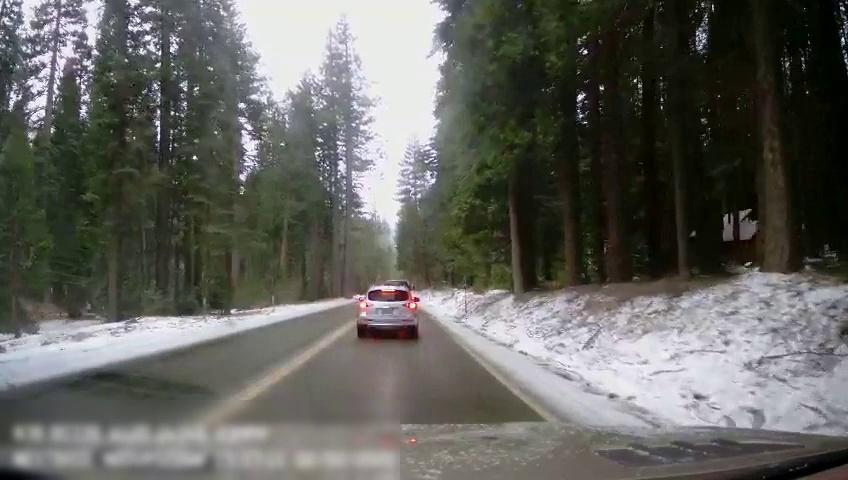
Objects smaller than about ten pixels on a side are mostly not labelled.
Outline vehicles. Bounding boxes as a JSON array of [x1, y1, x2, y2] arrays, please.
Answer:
[[357, 285, 420, 339], [383, 280, 415, 292]]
